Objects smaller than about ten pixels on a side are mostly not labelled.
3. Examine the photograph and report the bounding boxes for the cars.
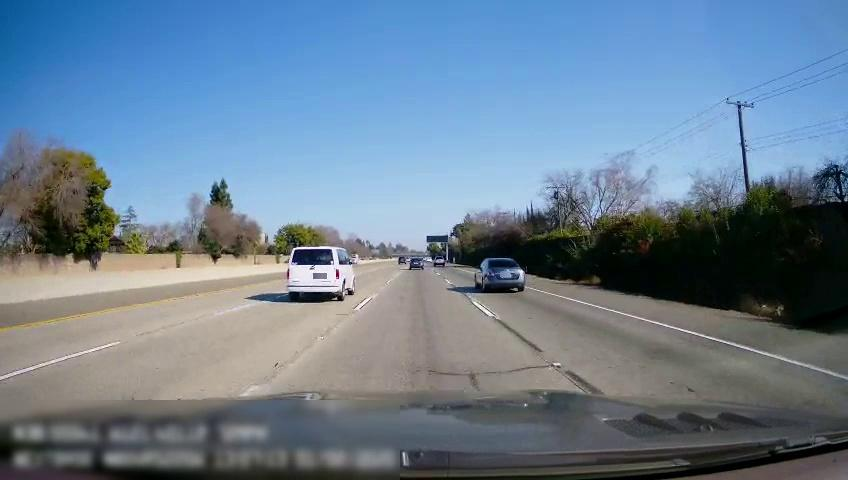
[474,257,525,292]
[409,257,424,270]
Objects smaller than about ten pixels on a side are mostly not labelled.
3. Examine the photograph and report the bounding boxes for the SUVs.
[433,255,445,267]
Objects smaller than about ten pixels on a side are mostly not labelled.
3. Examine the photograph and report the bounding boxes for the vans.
[286,246,357,303]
